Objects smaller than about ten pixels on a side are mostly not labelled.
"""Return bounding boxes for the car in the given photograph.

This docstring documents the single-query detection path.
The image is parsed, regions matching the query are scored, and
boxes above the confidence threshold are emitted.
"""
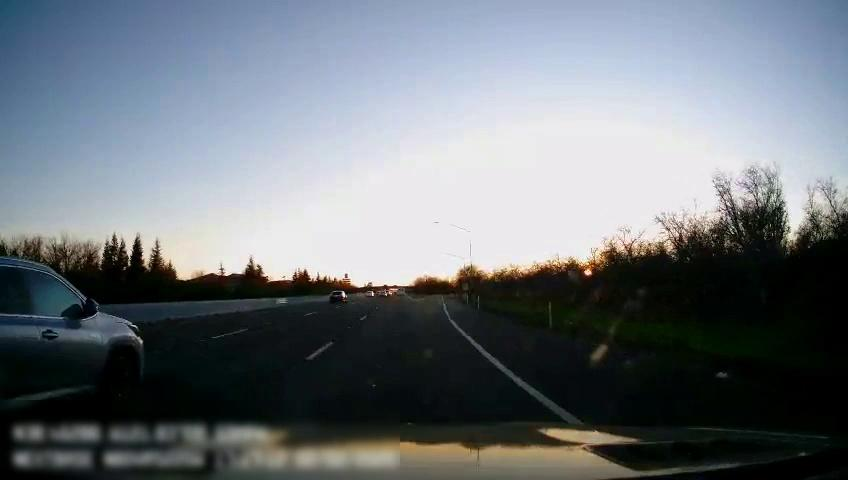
[329,290,348,304]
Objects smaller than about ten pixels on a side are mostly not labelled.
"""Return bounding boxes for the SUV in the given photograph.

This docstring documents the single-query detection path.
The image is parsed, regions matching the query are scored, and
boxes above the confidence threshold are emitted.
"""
[0,254,146,418]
